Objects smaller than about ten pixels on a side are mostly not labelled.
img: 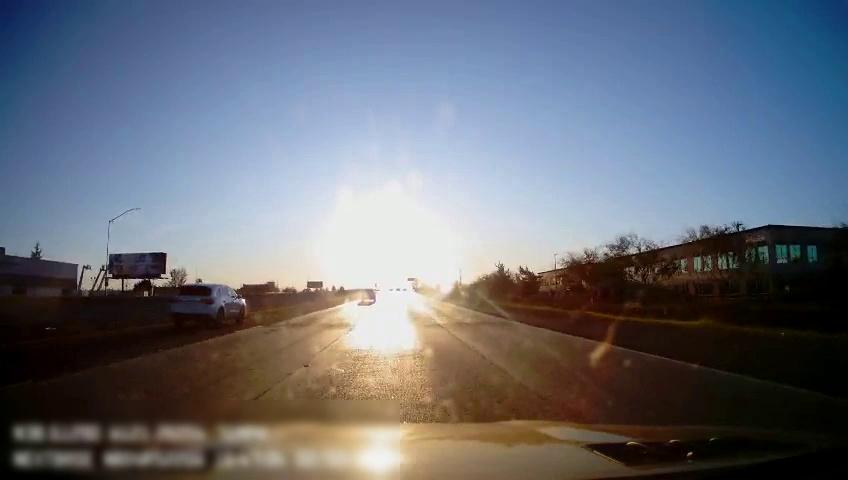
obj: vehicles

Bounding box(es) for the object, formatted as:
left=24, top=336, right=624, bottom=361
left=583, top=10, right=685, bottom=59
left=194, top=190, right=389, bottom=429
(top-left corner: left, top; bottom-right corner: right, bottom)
left=361, top=288, right=376, bottom=302
left=170, top=284, right=247, bottom=329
